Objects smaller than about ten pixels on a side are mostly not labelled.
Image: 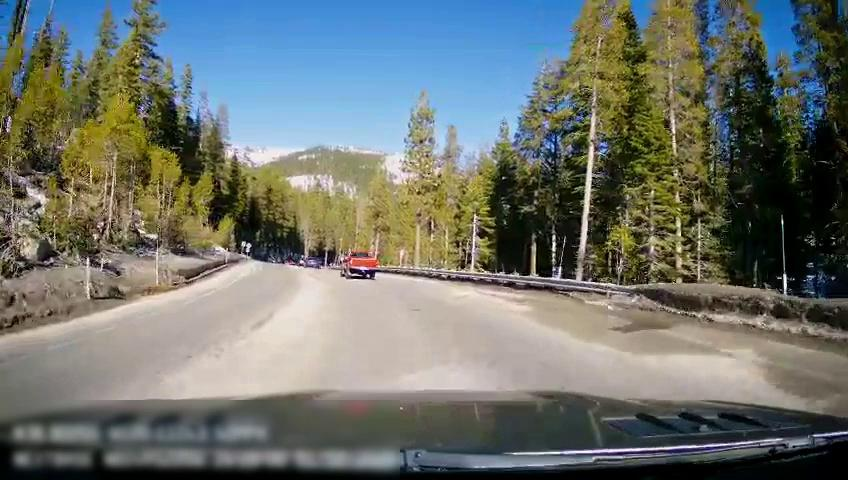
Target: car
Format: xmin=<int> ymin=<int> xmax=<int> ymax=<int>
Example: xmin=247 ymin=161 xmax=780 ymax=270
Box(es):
xmin=303 ymin=256 xmax=321 ymax=268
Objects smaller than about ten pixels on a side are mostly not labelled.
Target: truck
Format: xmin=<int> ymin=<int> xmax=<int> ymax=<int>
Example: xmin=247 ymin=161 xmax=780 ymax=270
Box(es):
xmin=340 ymin=247 xmax=378 ymax=279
